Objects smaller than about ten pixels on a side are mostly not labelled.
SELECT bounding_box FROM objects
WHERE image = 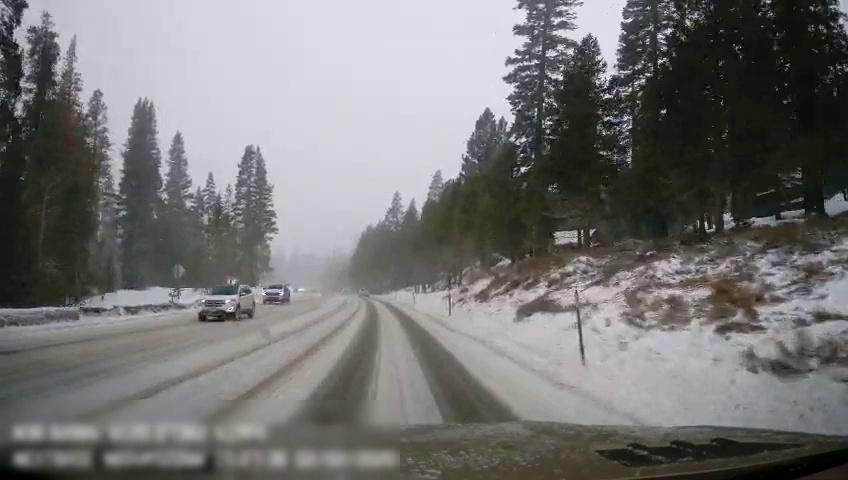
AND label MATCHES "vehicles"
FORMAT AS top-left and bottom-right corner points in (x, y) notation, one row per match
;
(357, 288), (370, 298)
(262, 283), (291, 305)
(197, 284), (257, 322)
